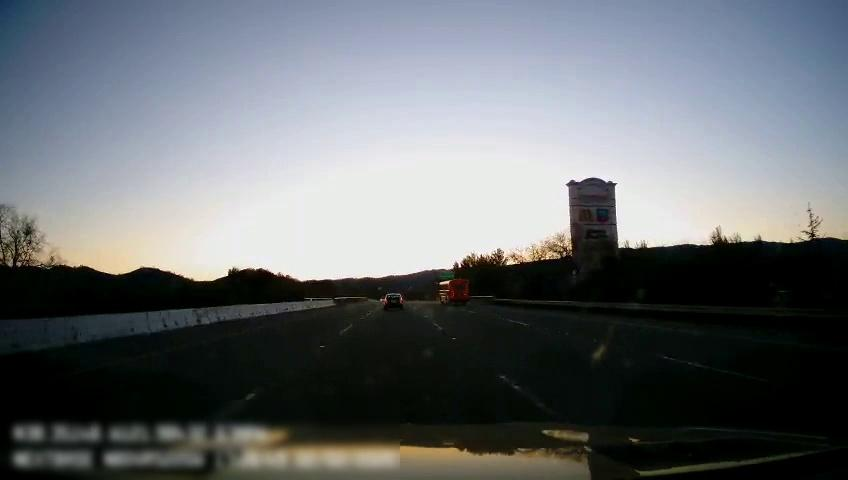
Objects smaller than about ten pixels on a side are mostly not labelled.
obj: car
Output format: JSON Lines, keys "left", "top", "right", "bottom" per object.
{"left": 384, "top": 293, "right": 404, "bottom": 310}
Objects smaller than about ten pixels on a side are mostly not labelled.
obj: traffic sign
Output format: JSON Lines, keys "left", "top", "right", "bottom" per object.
{"left": 442, "top": 271, "right": 455, "bottom": 279}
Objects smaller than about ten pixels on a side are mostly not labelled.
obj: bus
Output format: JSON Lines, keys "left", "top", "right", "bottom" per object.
{"left": 439, "top": 279, "right": 469, "bottom": 306}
